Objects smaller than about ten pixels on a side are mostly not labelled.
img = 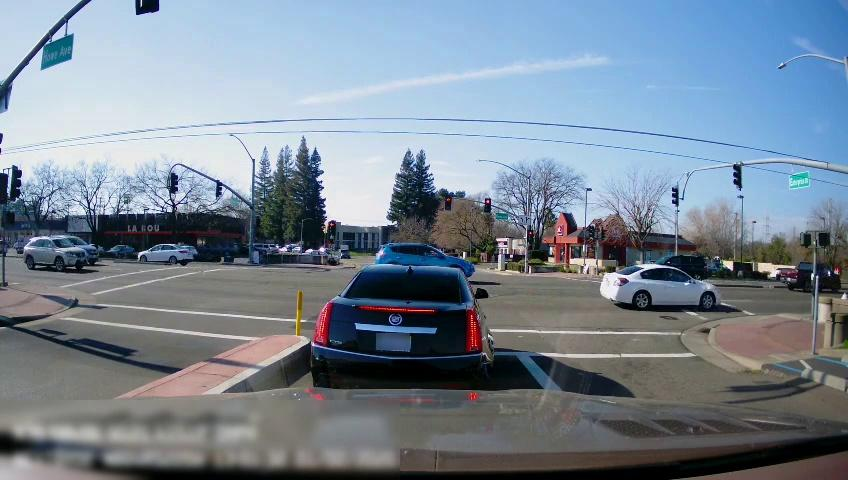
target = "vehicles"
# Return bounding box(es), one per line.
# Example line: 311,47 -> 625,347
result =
137,244 -> 194,266
647,256 -> 710,282
179,245 -> 197,255
310,263 -> 495,391
599,264 -> 721,312
376,243 -> 474,278
337,249 -> 353,260
776,260 -> 842,292
45,235 -> 98,265
107,245 -> 132,255
23,237 -> 86,271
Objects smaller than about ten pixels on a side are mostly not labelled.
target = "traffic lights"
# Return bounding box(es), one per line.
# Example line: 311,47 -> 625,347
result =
600,225 -> 606,238
527,228 -> 534,241
588,225 -> 595,238
815,232 -> 831,247
134,0 -> 159,16
484,198 -> 491,212
670,186 -> 679,206
799,232 -> 814,248
10,165 -> 23,203
2,212 -> 16,226
0,173 -> 9,205
445,195 -> 452,210
214,179 -> 223,198
0,132 -> 4,153
169,174 -> 178,195
328,222 -> 336,235
732,162 -> 742,188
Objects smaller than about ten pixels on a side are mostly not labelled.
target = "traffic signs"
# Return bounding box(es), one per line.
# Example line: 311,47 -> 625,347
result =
40,33 -> 74,70
496,212 -> 508,219
789,171 -> 810,189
